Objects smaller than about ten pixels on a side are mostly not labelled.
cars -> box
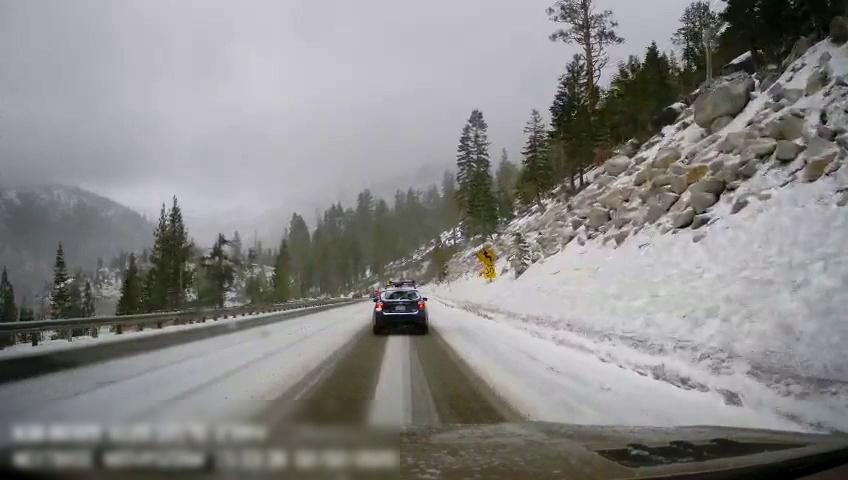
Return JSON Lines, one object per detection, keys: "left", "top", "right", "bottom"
{"left": 373, "top": 280, "right": 429, "bottom": 335}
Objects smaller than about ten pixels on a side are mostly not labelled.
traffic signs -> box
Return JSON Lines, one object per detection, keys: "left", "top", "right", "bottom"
{"left": 483, "top": 266, "right": 496, "bottom": 279}
{"left": 477, "top": 247, "right": 498, "bottom": 267}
